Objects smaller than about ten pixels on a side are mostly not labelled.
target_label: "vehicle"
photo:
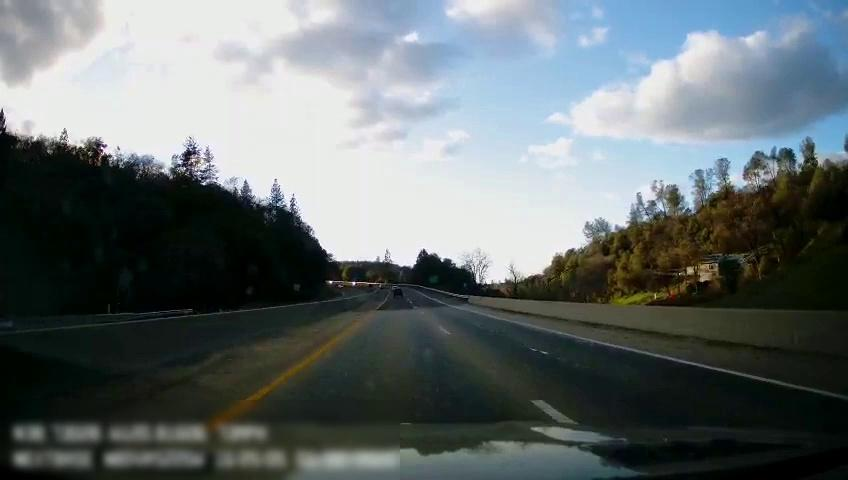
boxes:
[392,287,403,297]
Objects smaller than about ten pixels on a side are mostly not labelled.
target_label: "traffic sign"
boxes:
[428,275,439,284]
